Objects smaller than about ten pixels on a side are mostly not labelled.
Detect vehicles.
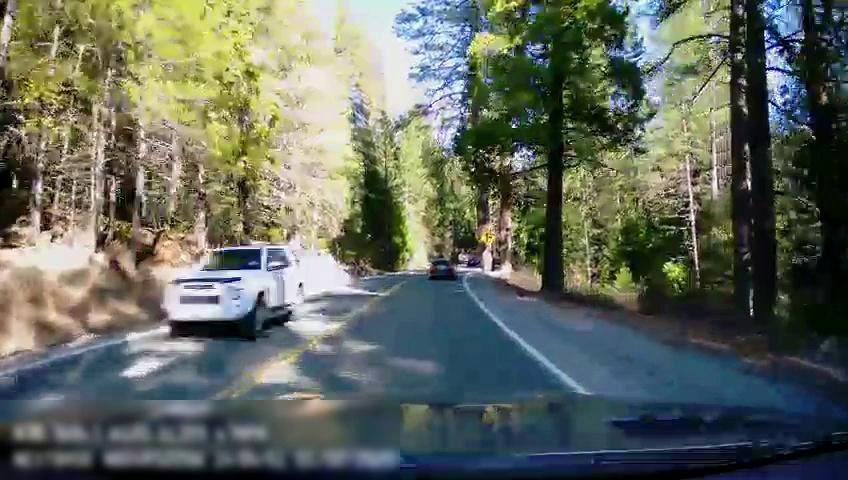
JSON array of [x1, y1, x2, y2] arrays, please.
[[429, 259, 455, 280], [162, 245, 307, 341], [467, 256, 481, 267]]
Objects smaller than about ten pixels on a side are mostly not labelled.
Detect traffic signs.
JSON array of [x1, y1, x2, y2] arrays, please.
[[479, 231, 497, 247]]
